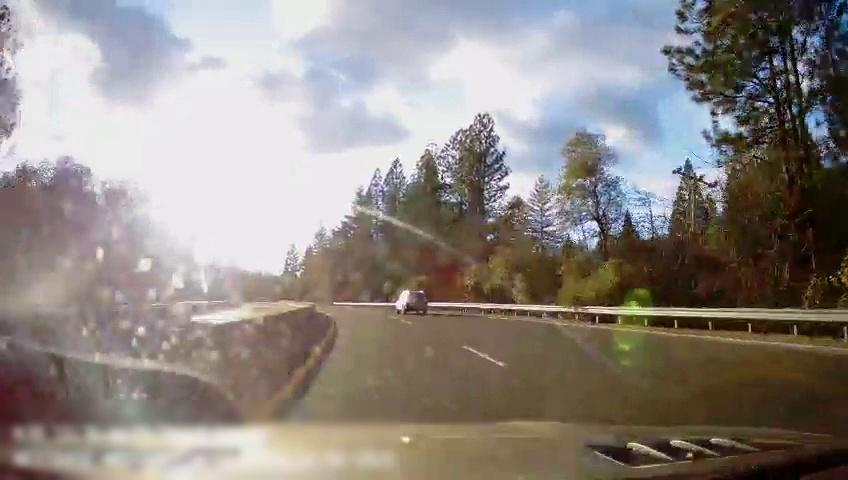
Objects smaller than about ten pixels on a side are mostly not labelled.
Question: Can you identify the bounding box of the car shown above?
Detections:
[395,288,428,315]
